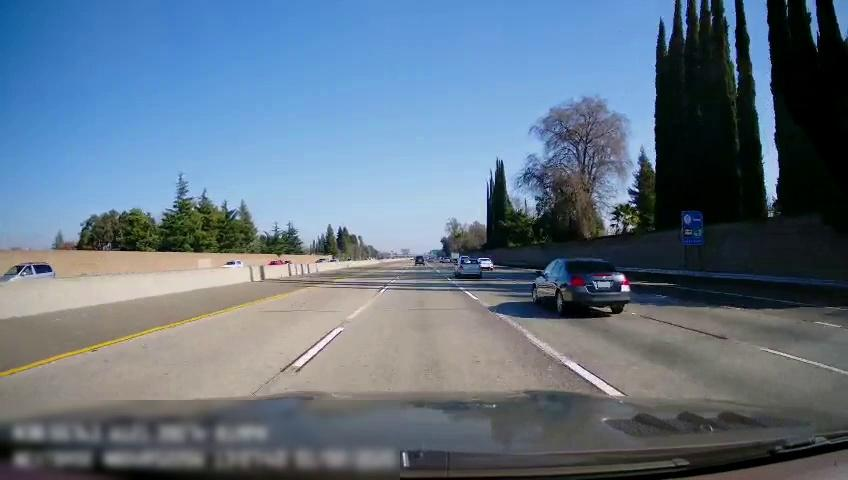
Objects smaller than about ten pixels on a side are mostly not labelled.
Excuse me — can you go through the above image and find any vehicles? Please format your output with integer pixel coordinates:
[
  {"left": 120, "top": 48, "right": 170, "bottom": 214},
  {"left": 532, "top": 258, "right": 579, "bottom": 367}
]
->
[
  {"left": 478, "top": 257, "right": 493, "bottom": 270},
  {"left": 530, "top": 257, "right": 632, "bottom": 316},
  {"left": 450, "top": 252, "right": 459, "bottom": 262},
  {"left": 221, "top": 260, "right": 242, "bottom": 268},
  {"left": 266, "top": 259, "right": 288, "bottom": 266},
  {"left": 453, "top": 257, "right": 481, "bottom": 278},
  {"left": 0, "top": 263, "right": 56, "bottom": 282},
  {"left": 415, "top": 255, "right": 425, "bottom": 266}
]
